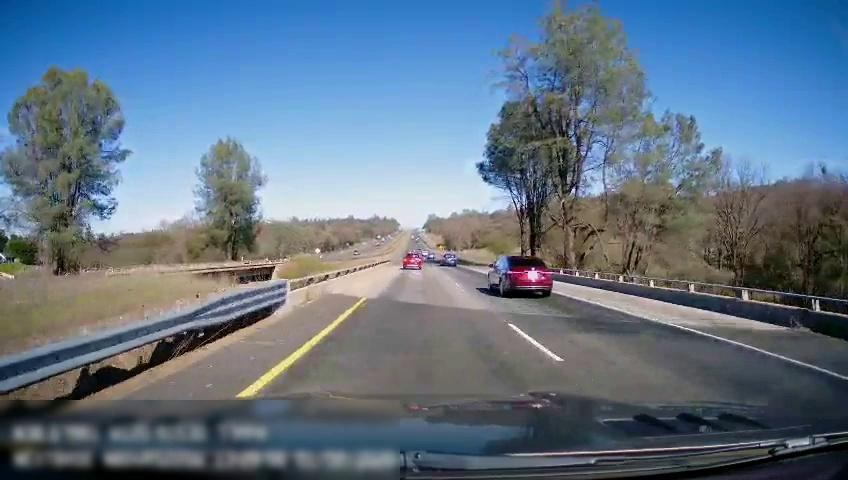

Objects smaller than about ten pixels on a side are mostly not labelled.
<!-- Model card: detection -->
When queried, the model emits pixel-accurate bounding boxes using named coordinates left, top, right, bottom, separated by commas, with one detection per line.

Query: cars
left=487, top=254, right=554, bottom=298
left=440, top=254, right=457, bottom=267
left=403, top=253, right=422, bottom=269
